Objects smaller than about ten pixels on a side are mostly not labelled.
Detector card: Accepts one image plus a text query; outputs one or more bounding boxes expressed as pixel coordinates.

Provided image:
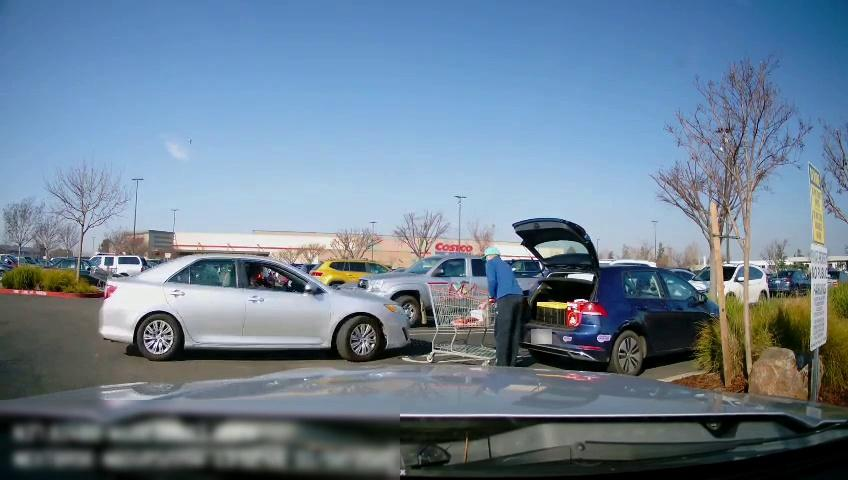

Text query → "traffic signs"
[807,163,825,246]
[809,242,830,352]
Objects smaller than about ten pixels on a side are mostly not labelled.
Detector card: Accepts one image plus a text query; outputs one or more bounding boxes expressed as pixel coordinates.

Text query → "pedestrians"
[483,247,523,367]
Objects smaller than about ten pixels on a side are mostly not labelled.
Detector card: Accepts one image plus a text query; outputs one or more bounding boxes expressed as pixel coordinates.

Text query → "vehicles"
[669,267,697,282]
[90,255,149,277]
[510,217,720,376]
[96,253,412,364]
[599,259,658,269]
[54,258,116,287]
[294,263,316,273]
[359,252,540,329]
[767,269,812,298]
[310,258,386,286]
[688,262,771,306]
